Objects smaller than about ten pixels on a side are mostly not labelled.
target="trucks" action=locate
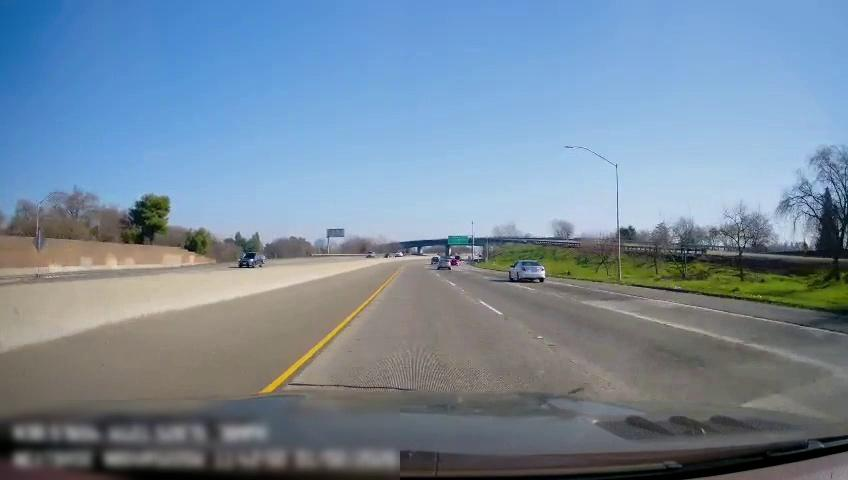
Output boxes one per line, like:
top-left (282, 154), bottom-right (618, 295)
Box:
top-left (238, 251), bottom-right (266, 268)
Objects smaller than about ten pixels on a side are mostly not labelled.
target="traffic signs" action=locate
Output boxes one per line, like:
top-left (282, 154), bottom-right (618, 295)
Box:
top-left (328, 228), bottom-right (345, 238)
top-left (447, 235), bottom-right (469, 245)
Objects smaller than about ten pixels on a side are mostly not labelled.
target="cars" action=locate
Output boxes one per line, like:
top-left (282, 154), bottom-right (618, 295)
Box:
top-left (508, 259), bottom-right (546, 283)
top-left (437, 260), bottom-right (451, 270)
